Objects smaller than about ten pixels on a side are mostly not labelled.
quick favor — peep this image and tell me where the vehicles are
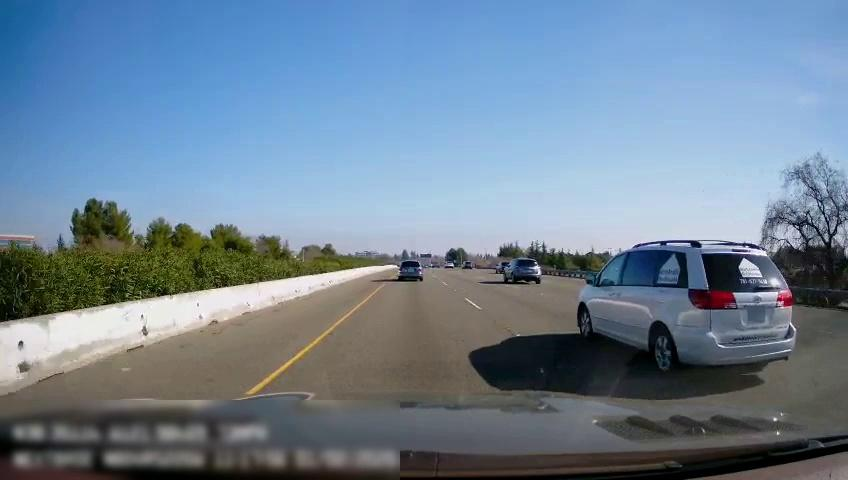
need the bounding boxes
[576,245,797,378]
[396,260,424,282]
[503,258,542,285]
[445,261,455,269]
[494,261,510,274]
[461,261,472,269]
